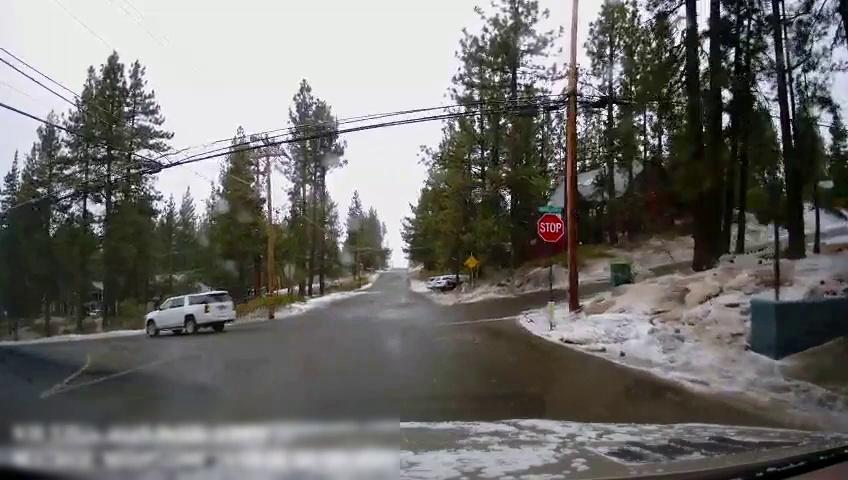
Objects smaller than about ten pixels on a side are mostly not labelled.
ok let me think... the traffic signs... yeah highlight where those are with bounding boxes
[463,254,481,270]
[536,212,563,244]
[540,206,562,215]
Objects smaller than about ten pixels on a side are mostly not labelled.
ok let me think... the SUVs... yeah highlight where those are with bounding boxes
[432,273,457,292]
[144,290,236,339]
